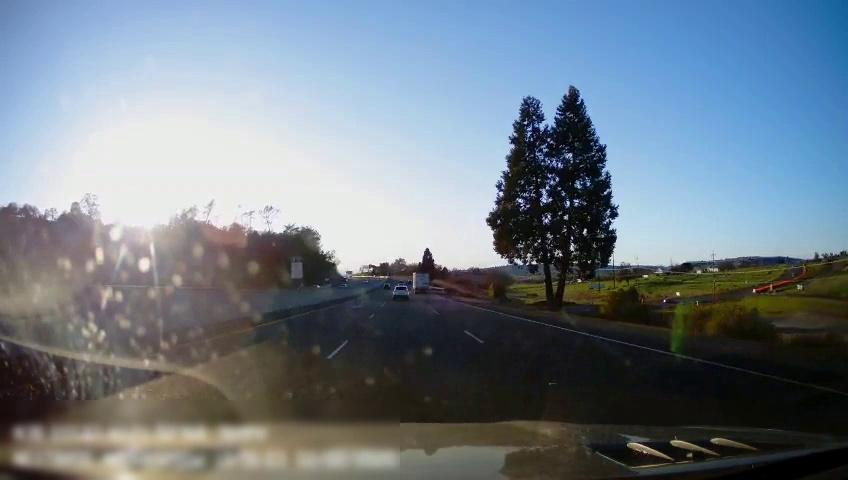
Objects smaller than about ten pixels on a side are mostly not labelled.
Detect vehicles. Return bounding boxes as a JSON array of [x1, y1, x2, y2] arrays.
[[412, 272, 430, 294], [392, 285, 410, 301]]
